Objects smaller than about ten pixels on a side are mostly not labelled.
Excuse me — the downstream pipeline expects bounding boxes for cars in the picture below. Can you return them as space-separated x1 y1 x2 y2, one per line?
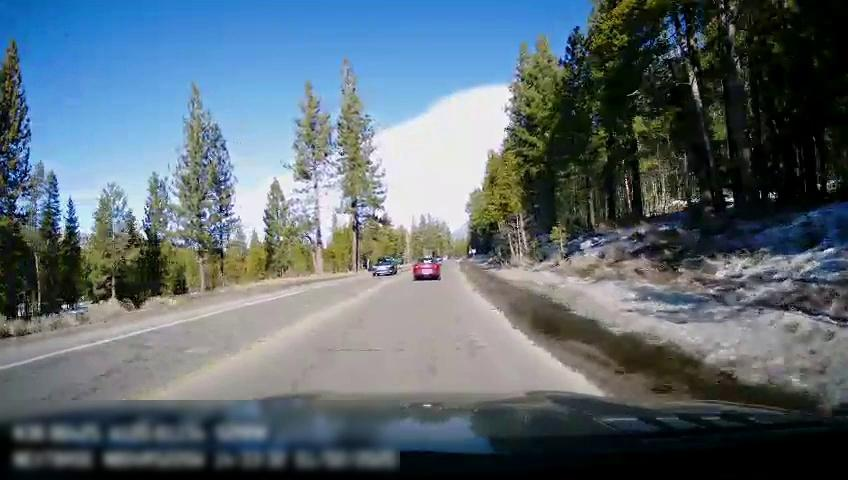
372 256 400 278
413 256 442 281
